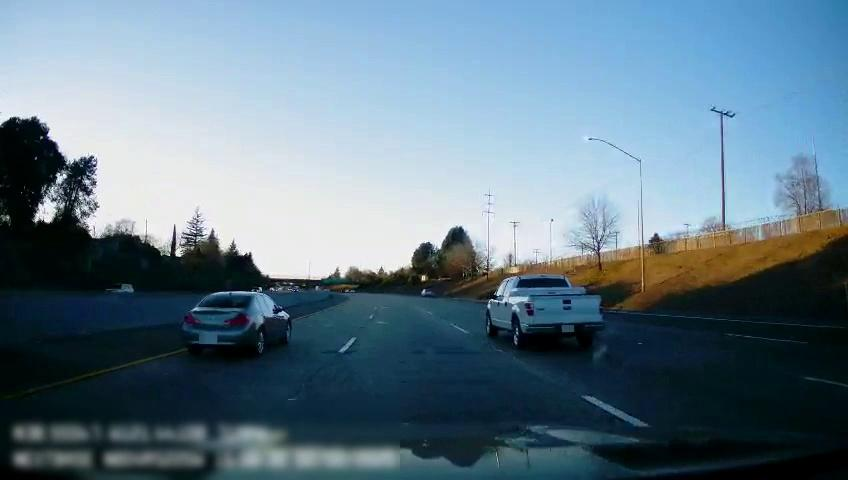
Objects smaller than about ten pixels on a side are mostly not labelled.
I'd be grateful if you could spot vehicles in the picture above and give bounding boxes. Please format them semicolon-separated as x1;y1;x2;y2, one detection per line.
421;288;433;297
105;283;134;293
177;289;293;358
484;273;607;349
